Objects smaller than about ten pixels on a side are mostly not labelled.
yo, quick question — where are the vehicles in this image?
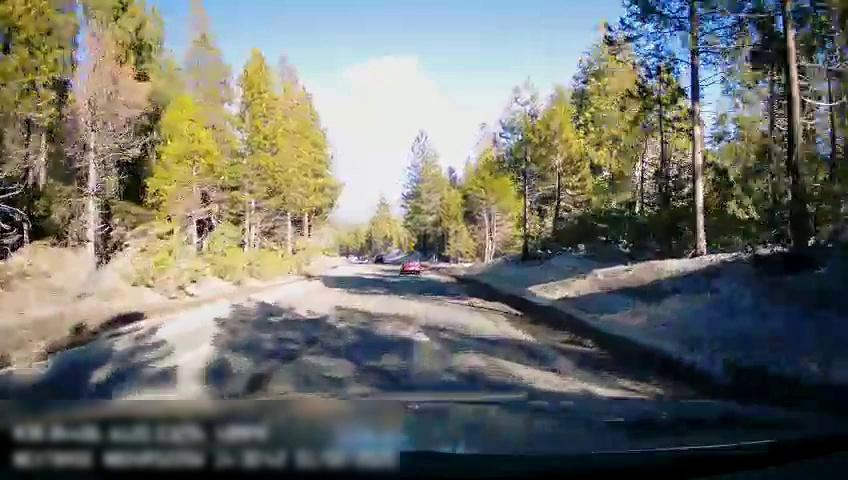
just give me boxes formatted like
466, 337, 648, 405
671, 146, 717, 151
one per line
401, 258, 421, 275
375, 254, 391, 264
358, 256, 369, 264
